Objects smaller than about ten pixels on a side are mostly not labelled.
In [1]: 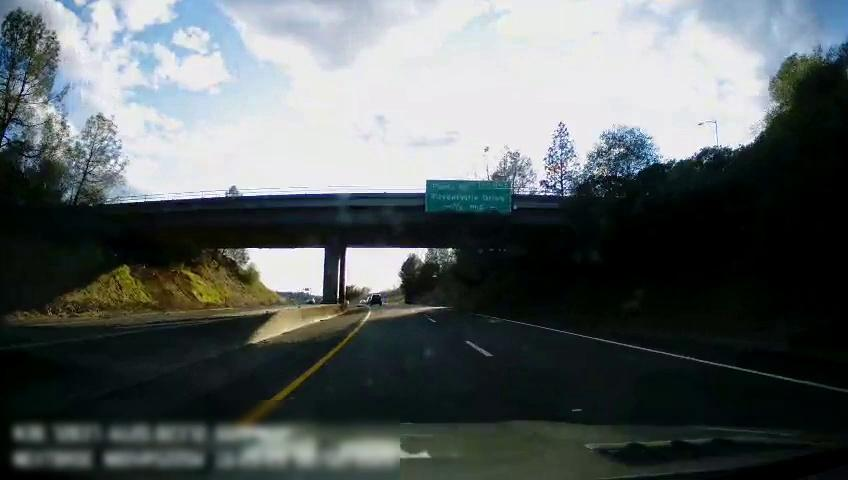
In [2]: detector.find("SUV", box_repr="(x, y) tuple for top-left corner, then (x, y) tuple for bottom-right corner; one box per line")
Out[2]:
(369, 293), (382, 306)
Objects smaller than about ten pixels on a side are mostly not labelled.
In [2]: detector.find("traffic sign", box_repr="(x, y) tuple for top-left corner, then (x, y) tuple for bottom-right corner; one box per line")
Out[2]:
(425, 179), (512, 216)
